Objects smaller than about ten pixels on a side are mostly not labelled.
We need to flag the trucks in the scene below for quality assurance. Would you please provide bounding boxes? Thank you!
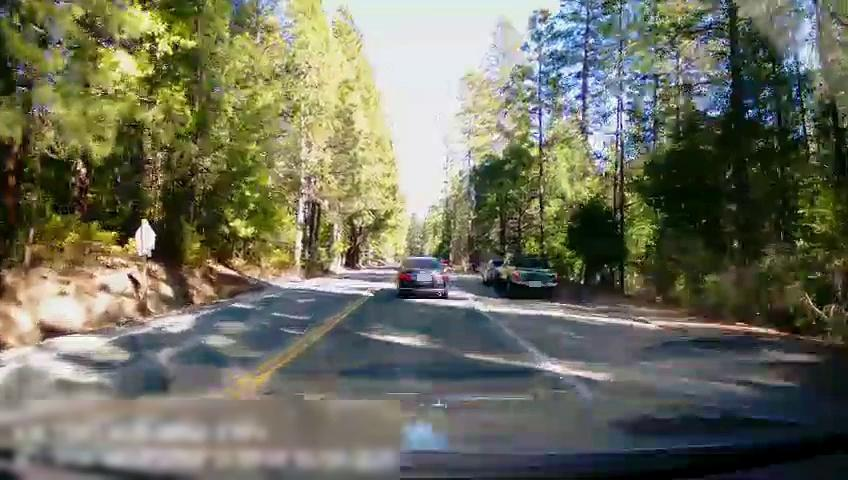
[494,254,560,298]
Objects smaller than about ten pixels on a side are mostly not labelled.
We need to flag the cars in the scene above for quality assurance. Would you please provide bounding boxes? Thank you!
[396,256,449,300]
[480,255,509,286]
